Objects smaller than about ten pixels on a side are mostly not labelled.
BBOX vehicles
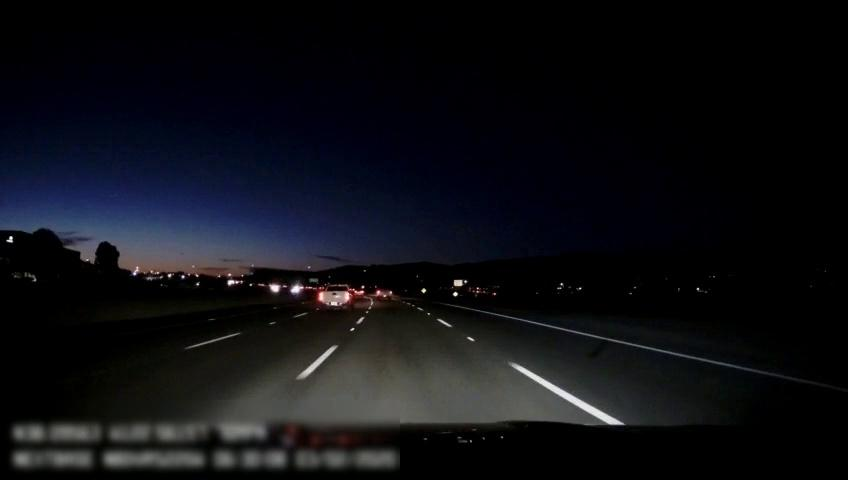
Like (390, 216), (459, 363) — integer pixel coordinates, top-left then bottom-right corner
(317, 283), (357, 316)
(10, 269), (37, 283)
(375, 287), (393, 299)
(353, 289), (366, 301)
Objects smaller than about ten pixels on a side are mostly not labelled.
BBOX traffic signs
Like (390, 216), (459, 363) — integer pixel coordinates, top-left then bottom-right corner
(308, 277), (319, 284)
